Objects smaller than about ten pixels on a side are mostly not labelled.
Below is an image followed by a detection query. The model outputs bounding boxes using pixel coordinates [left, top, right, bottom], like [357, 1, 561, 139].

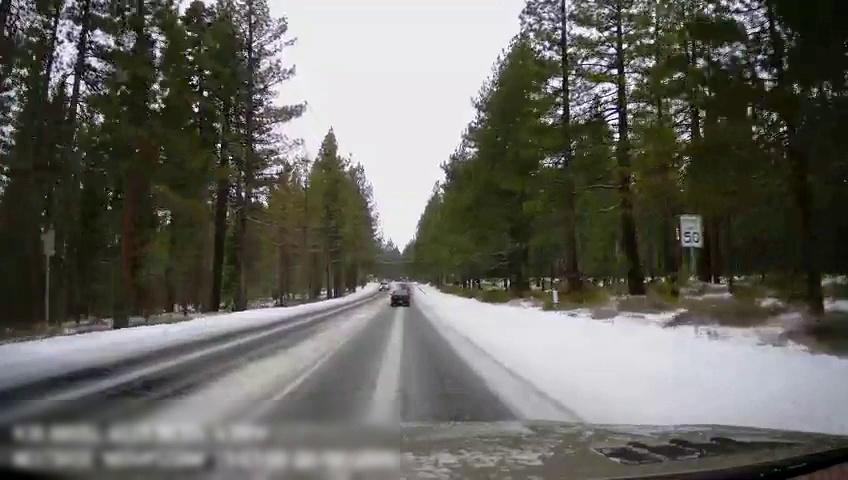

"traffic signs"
[679, 213, 704, 249]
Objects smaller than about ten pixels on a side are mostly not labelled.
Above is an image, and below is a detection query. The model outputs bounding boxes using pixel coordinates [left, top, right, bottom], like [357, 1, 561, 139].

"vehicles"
[390, 288, 411, 307]
[377, 280, 391, 291]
